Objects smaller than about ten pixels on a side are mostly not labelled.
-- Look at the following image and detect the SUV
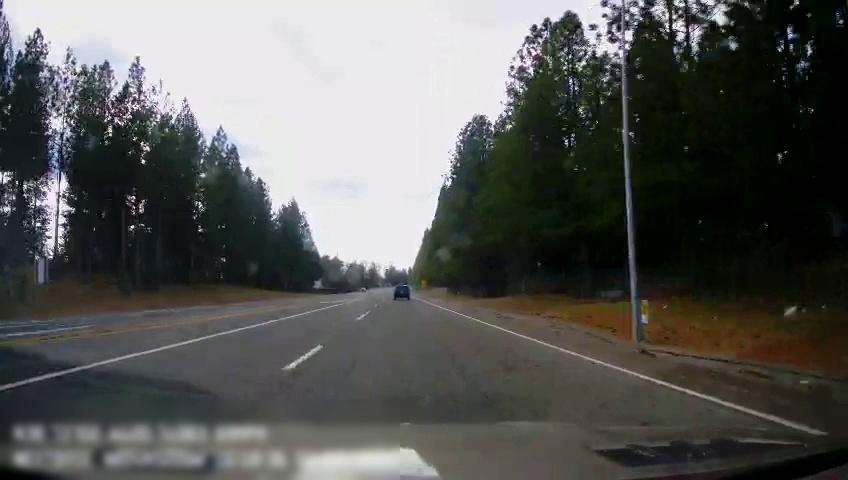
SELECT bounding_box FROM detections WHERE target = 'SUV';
[394,285,410,300]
